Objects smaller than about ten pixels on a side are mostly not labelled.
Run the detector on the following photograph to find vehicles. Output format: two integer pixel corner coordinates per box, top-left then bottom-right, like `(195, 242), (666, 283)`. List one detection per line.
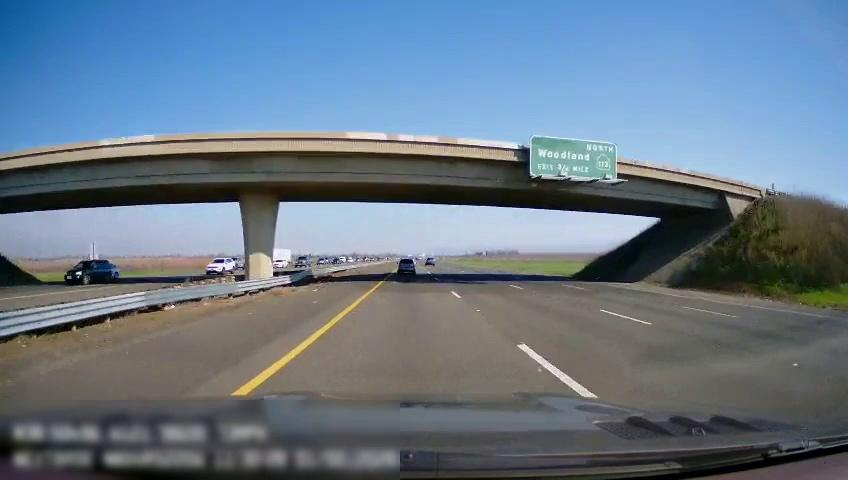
(425, 258), (435, 267)
(205, 258), (236, 277)
(397, 258), (416, 275)
(293, 255), (312, 269)
(231, 257), (245, 270)
(273, 248), (292, 264)
(273, 258), (288, 269)
(64, 260), (120, 285)
(317, 257), (328, 266)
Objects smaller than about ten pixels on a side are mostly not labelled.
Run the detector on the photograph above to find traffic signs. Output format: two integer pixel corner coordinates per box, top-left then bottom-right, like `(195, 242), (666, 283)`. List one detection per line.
(530, 136), (617, 181)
